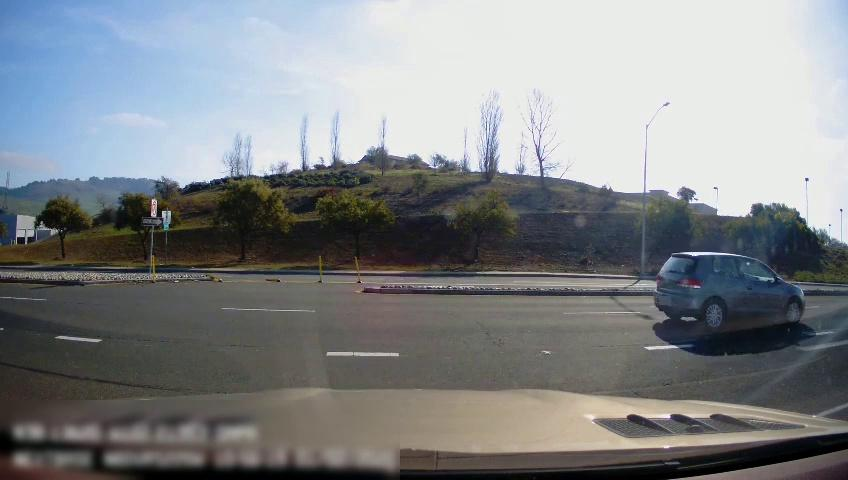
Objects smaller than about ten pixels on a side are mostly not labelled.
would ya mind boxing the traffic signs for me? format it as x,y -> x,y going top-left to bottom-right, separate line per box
150,199 -> 157,218
140,217 -> 161,226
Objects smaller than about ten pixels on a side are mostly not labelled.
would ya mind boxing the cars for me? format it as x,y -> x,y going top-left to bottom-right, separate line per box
654,251 -> 808,335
